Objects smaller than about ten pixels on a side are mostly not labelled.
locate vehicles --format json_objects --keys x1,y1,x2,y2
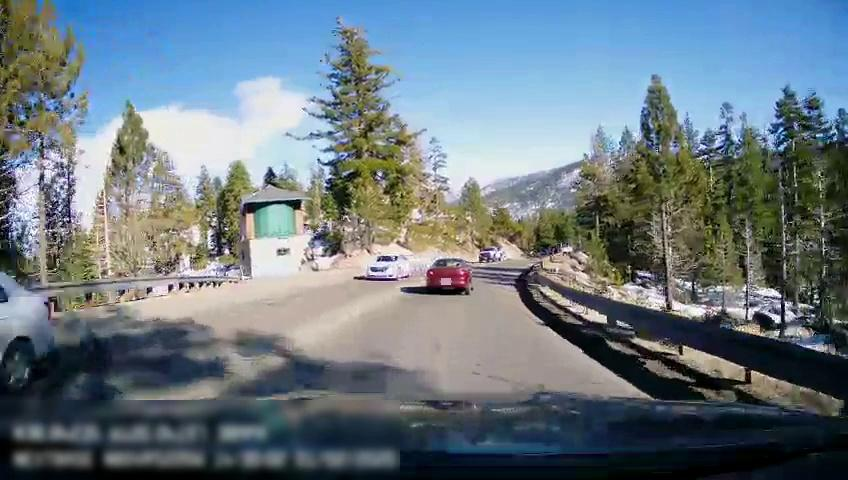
[
  {"x1": 0, "y1": 271, "x2": 56, "y2": 397},
  {"x1": 220, "y1": 264, "x2": 244, "y2": 280},
  {"x1": 367, "y1": 255, "x2": 411, "y2": 281},
  {"x1": 478, "y1": 246, "x2": 504, "y2": 263},
  {"x1": 426, "y1": 256, "x2": 477, "y2": 296}
]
